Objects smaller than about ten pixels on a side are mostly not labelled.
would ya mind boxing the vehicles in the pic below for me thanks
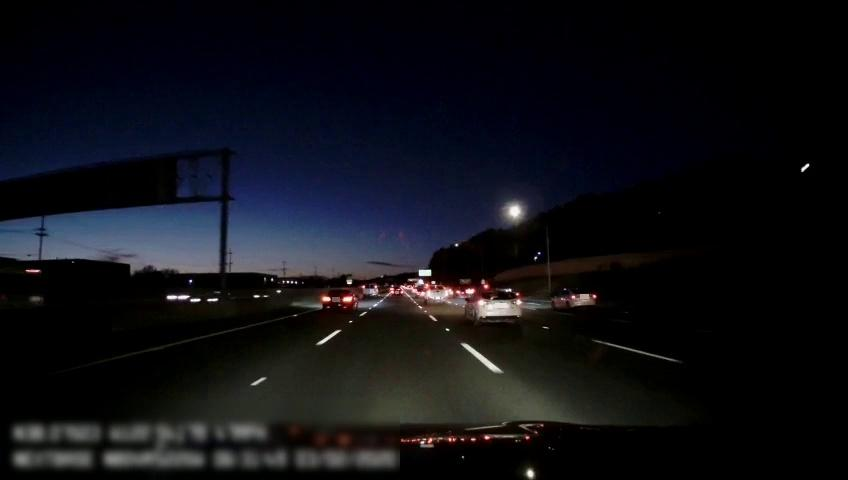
[462,289,523,324]
[361,282,379,298]
[320,287,358,314]
[415,286,425,298]
[167,292,190,303]
[423,285,449,305]
[190,289,221,304]
[549,287,596,310]
[390,286,403,297]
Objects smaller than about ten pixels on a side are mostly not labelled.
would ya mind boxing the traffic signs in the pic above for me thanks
[460,278,472,284]
[418,269,431,277]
